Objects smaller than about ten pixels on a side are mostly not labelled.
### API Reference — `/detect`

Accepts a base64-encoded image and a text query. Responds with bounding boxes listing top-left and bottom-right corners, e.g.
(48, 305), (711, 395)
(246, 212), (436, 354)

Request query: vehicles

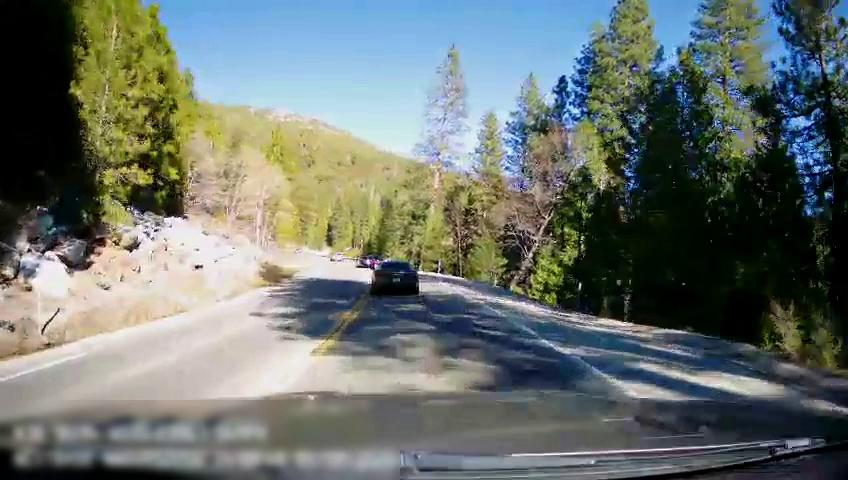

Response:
(373, 261), (417, 296)
(358, 256), (374, 269)
(328, 253), (342, 262)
